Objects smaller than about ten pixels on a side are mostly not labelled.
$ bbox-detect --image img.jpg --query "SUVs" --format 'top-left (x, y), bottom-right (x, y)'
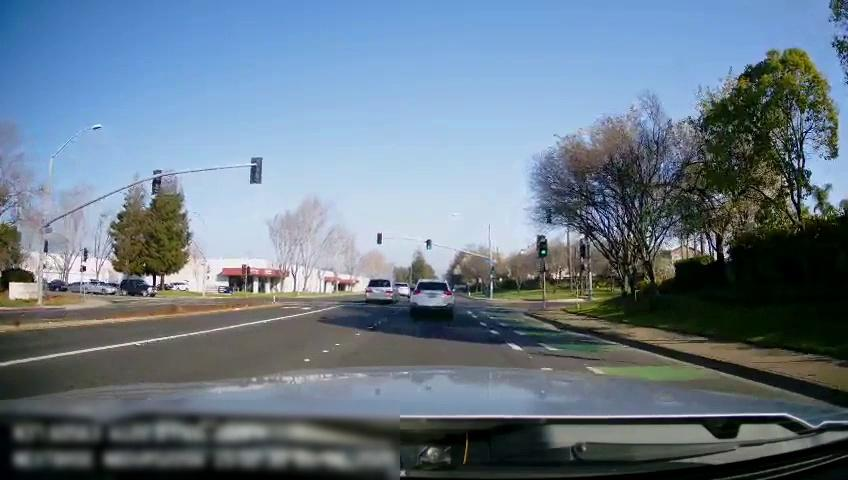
top-left (393, 282), bottom-right (411, 299)
top-left (364, 278), bottom-right (400, 305)
top-left (409, 278), bottom-right (457, 317)
top-left (119, 278), bottom-right (158, 297)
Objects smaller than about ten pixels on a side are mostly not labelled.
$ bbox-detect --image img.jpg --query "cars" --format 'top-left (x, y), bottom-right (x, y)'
top-left (46, 279), bottom-right (70, 293)
top-left (168, 282), bottom-right (190, 291)
top-left (81, 280), bottom-right (119, 296)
